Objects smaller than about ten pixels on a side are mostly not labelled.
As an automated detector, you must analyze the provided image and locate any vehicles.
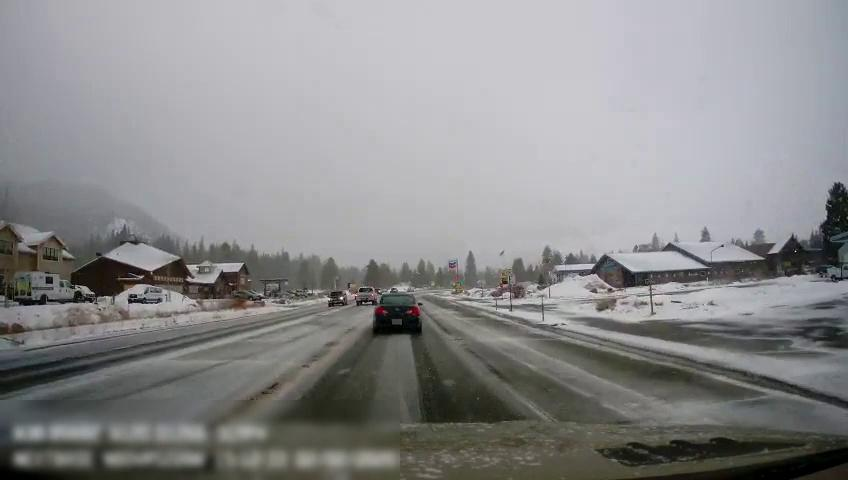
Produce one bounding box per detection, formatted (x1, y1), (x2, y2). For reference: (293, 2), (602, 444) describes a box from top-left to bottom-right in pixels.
(128, 286), (164, 305)
(75, 286), (95, 304)
(232, 290), (259, 301)
(355, 286), (379, 306)
(248, 290), (264, 300)
(372, 293), (423, 335)
(13, 273), (83, 307)
(328, 291), (348, 306)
